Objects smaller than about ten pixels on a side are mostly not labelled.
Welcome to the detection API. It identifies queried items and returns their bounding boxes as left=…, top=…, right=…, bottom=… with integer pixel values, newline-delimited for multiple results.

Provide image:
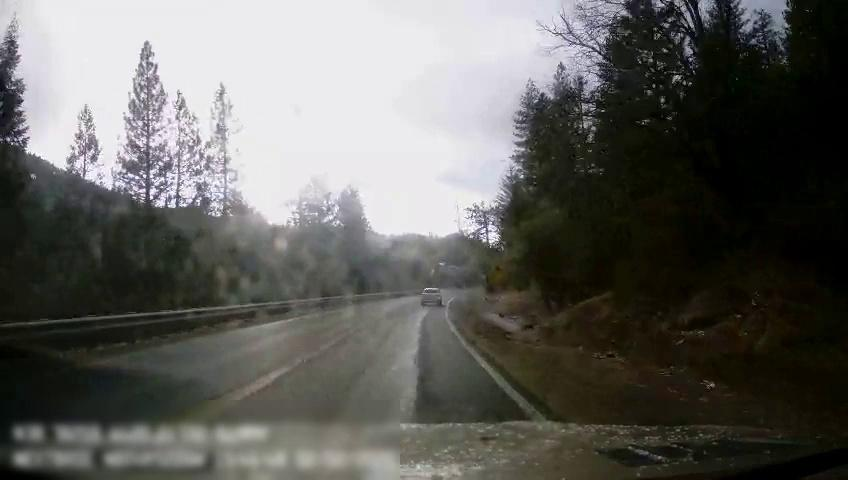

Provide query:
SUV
left=420, top=287, right=443, bottom=307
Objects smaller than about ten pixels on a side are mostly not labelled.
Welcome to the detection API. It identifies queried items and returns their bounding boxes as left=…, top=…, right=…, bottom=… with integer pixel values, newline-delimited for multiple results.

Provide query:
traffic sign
left=493, top=263, right=504, bottom=272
